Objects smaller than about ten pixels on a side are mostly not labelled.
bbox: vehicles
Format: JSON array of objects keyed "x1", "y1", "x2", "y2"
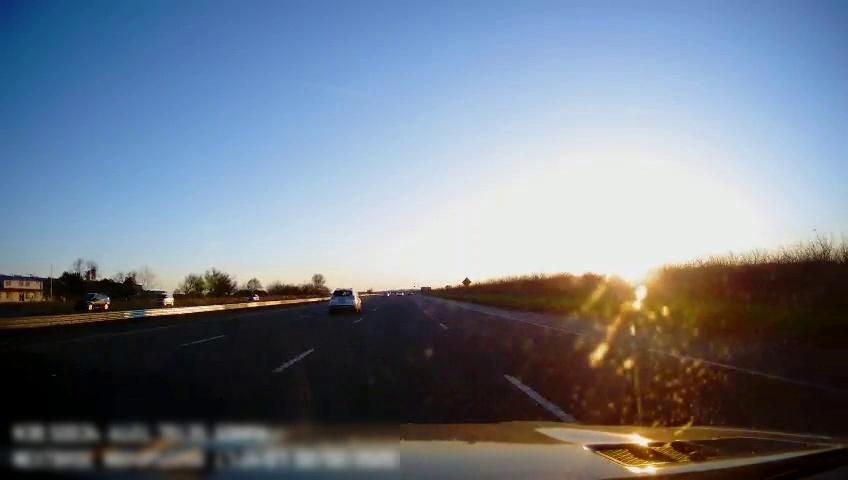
[
  {"x1": 156, "y1": 294, "x2": 174, "y2": 305},
  {"x1": 329, "y1": 288, "x2": 360, "y2": 313},
  {"x1": 245, "y1": 294, "x2": 260, "y2": 302},
  {"x1": 75, "y1": 293, "x2": 110, "y2": 313}
]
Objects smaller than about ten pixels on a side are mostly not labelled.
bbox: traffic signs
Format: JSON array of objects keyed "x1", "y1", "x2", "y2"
[{"x1": 462, "y1": 276, "x2": 472, "y2": 288}]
